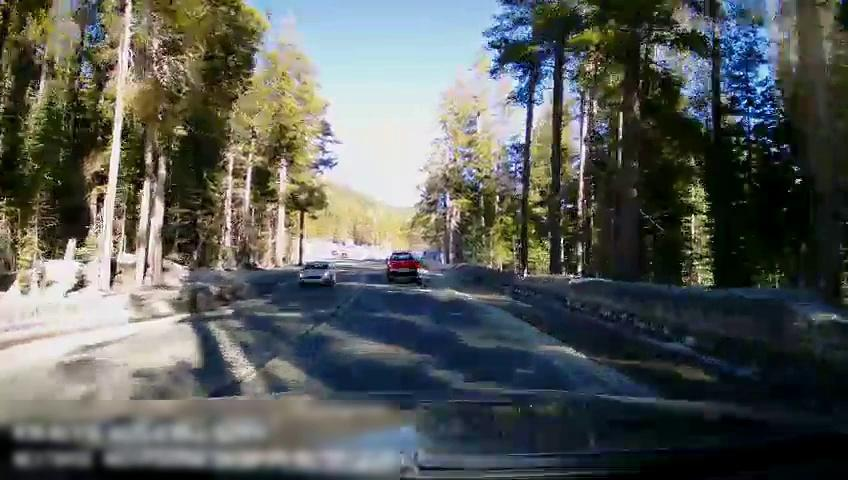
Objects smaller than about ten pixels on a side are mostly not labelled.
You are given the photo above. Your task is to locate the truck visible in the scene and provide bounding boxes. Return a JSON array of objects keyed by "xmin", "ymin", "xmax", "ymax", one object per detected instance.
[{"xmin": 384, "ymin": 251, "xmax": 419, "ymax": 283}]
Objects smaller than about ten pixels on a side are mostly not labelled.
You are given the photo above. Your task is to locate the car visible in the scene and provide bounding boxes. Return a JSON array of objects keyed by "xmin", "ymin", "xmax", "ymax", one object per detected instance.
[{"xmin": 296, "ymin": 260, "xmax": 335, "ymax": 288}]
